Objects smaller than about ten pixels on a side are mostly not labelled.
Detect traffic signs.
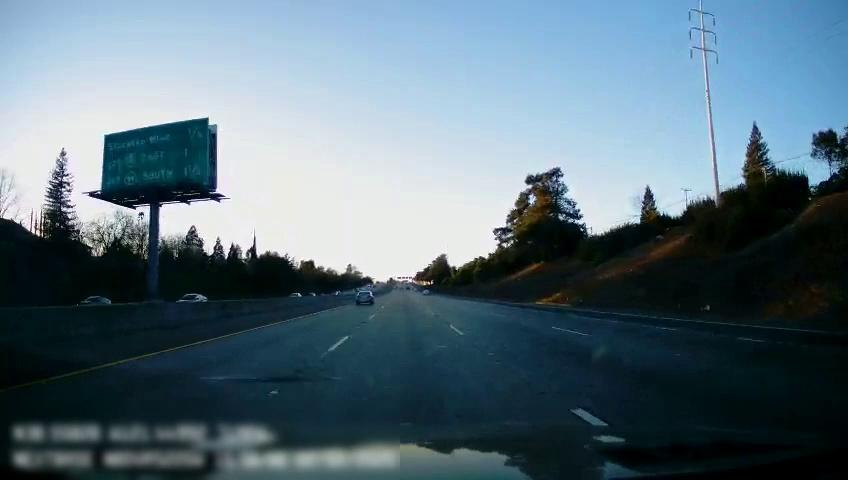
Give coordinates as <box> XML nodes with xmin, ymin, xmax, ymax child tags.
<box><xmin>101</xmin><ymin>116</ymin><xmax>211</xmax><ymax>189</ymax></box>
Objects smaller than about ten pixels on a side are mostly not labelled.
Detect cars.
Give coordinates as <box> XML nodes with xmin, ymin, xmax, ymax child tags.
<box><xmin>288</xmin><ymin>292</ymin><xmax>302</xmax><ymax>298</ymax></box>
<box><xmin>175</xmin><ymin>293</ymin><xmax>208</xmax><ymax>303</ymax></box>
<box><xmin>354</xmin><ymin>290</ymin><xmax>375</xmax><ymax>306</ymax></box>
<box><xmin>77</xmin><ymin>296</ymin><xmax>112</xmax><ymax>306</ymax></box>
